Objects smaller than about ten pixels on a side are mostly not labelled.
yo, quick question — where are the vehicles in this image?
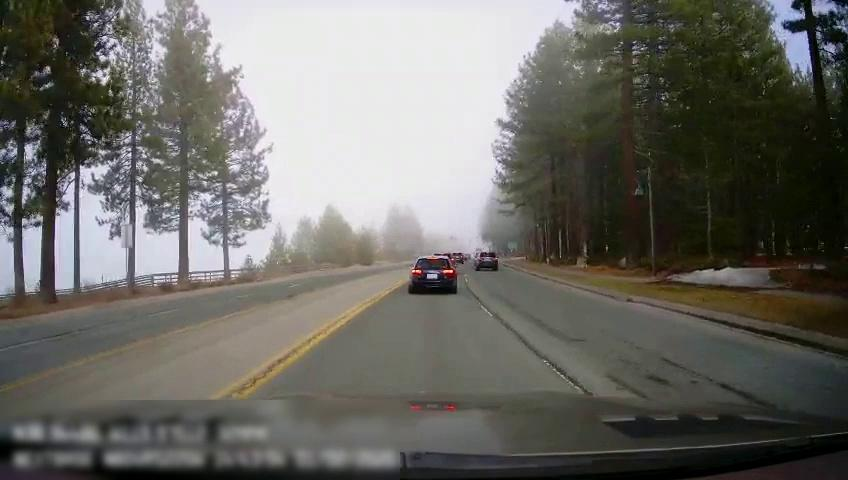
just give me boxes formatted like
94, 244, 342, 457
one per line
408, 256, 457, 295
433, 254, 456, 268
475, 251, 498, 272
452, 253, 464, 264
